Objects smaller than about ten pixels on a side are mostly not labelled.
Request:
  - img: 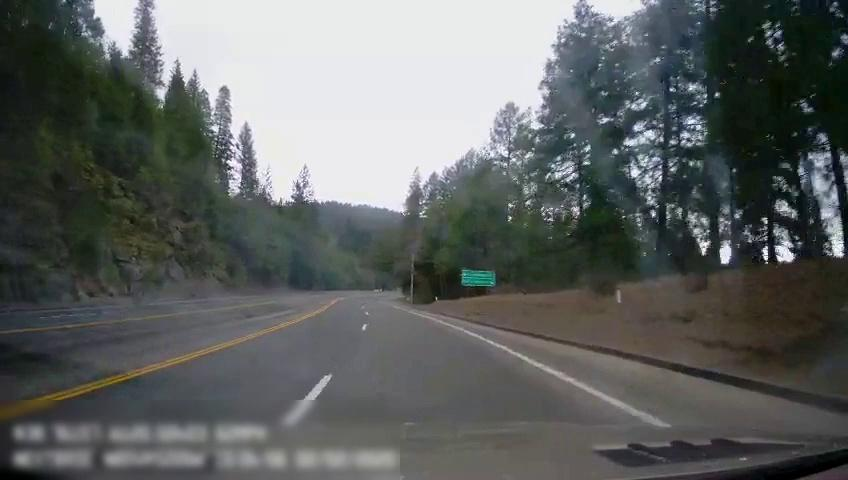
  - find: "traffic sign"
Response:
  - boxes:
[460,269,497,288]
